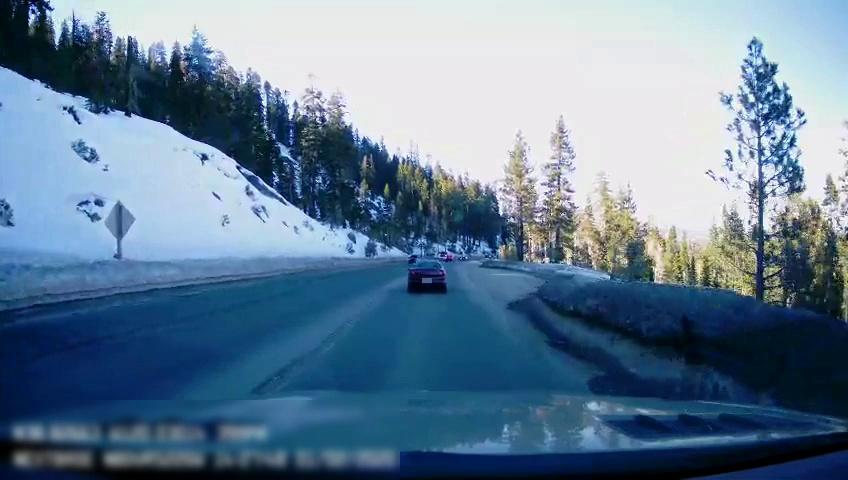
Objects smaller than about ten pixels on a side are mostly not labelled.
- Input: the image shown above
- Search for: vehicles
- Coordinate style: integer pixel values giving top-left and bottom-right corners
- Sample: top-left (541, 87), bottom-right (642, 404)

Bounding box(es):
top-left (406, 254), bottom-right (420, 265)
top-left (407, 259), bottom-right (449, 293)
